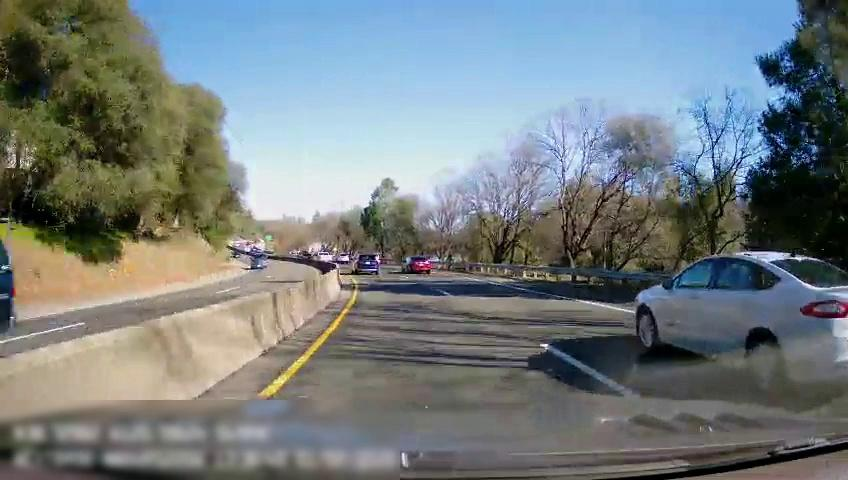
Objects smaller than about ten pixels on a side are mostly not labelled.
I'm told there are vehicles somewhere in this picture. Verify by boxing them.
[351,253,379,274]
[0,238,19,334]
[334,253,350,264]
[313,251,334,262]
[399,255,432,274]
[249,258,265,271]
[632,251,848,407]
